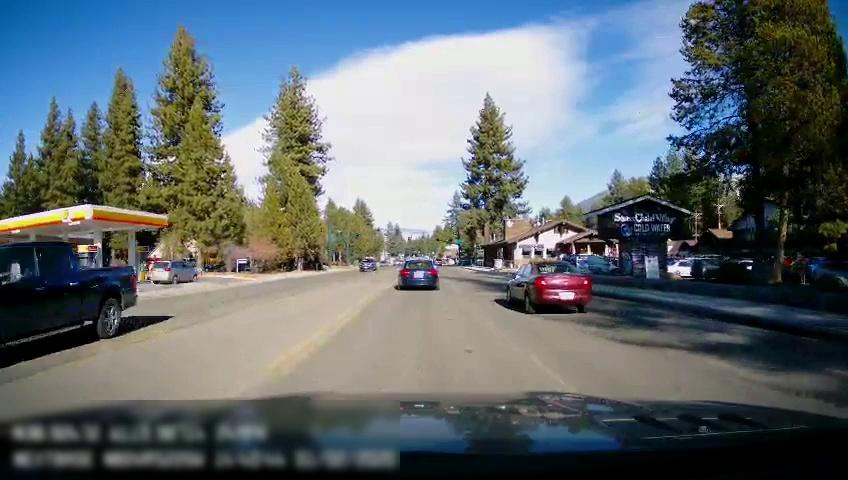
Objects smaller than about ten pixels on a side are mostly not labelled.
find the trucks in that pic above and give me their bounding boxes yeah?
[360,258,377,272]
[0,240,137,351]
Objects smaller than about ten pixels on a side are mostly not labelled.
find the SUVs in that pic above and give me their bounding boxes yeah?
[149,260,199,285]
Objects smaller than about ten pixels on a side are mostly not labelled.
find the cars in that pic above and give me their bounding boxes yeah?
[501,260,593,315]
[665,257,718,281]
[399,258,439,290]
